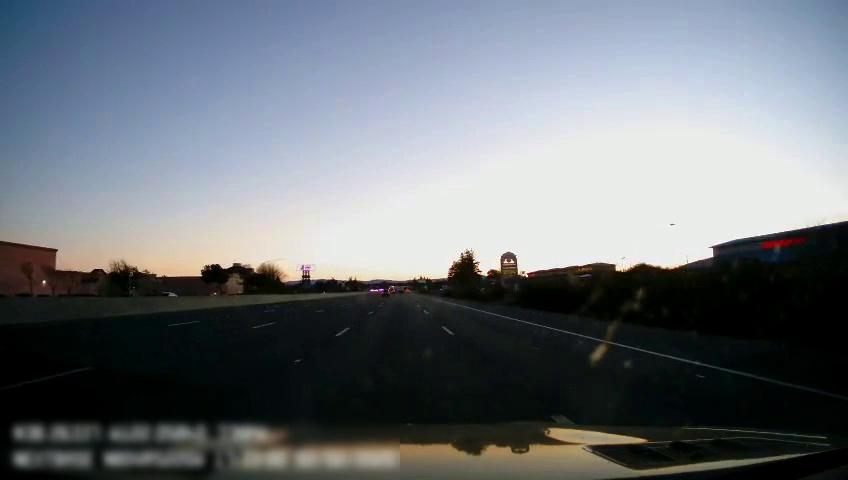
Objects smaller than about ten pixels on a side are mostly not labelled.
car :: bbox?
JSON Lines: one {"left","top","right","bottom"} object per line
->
{"left": 156, "top": 292, "right": 178, "bottom": 297}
